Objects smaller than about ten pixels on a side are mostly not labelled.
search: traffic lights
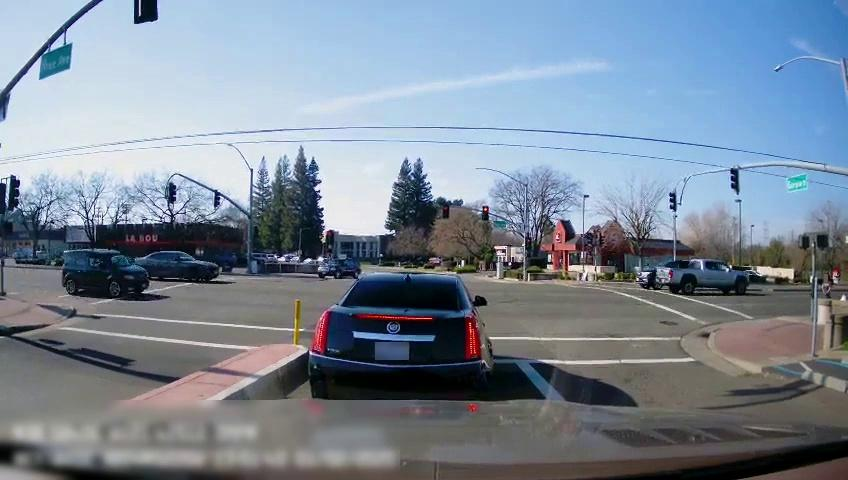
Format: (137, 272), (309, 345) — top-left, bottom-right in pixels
(482, 205), (489, 221)
(8, 175), (21, 212)
(443, 204), (450, 219)
(132, 0), (159, 24)
(730, 168), (740, 193)
(526, 236), (533, 249)
(799, 234), (814, 249)
(815, 234), (830, 249)
(214, 191), (221, 208)
(168, 182), (177, 203)
(588, 233), (595, 247)
(599, 233), (605, 247)
(668, 191), (677, 212)
(327, 230), (335, 244)
(0, 183), (7, 213)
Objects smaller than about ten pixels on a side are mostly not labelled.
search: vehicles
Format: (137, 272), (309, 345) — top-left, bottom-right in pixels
(656, 258), (750, 295)
(134, 251), (220, 282)
(61, 250), (150, 299)
(318, 258), (362, 279)
(309, 271), (496, 401)
(636, 261), (689, 290)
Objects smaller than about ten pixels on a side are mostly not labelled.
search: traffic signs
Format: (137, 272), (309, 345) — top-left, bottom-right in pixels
(495, 220), (507, 227)
(788, 173), (808, 193)
(39, 43), (73, 80)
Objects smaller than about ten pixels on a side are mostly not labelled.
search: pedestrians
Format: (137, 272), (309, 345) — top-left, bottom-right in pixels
(822, 273), (832, 320)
